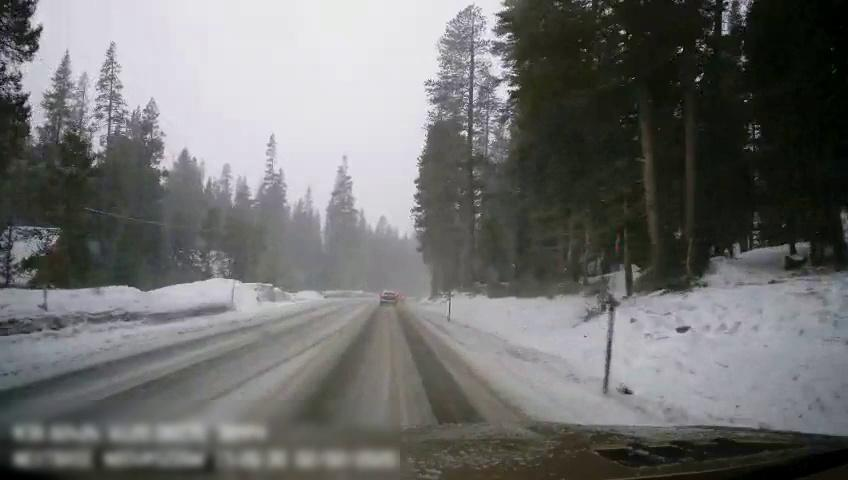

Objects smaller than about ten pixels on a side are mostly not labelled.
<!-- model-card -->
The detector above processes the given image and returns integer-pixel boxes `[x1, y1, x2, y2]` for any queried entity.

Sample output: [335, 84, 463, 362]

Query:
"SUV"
[379, 289, 399, 306]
